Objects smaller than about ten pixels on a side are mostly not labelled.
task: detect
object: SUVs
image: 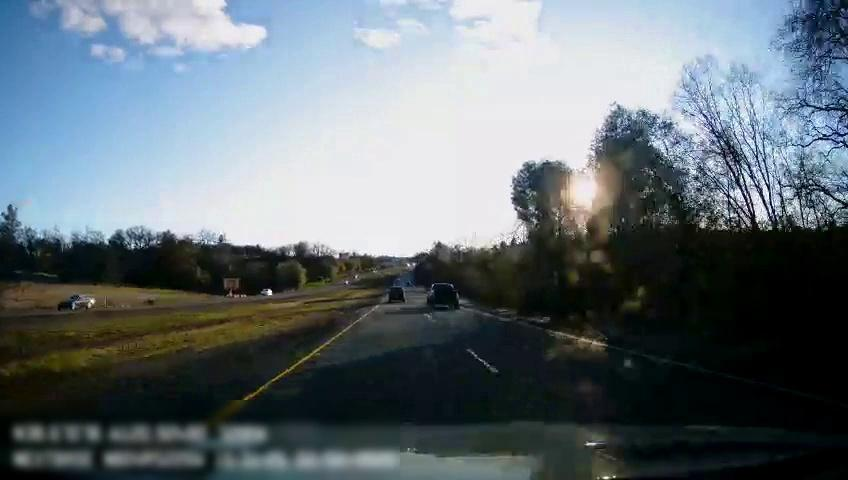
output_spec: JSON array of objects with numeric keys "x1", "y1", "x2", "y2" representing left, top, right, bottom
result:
[{"x1": 388, "y1": 286, "x2": 405, "y2": 303}]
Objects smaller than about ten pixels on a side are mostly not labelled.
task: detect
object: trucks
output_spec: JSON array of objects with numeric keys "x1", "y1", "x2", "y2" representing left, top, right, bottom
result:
[{"x1": 427, "y1": 283, "x2": 460, "y2": 311}]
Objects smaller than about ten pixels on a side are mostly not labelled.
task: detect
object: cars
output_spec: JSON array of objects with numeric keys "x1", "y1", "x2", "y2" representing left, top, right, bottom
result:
[
  {"x1": 56, "y1": 295, "x2": 93, "y2": 312},
  {"x1": 260, "y1": 287, "x2": 273, "y2": 297}
]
